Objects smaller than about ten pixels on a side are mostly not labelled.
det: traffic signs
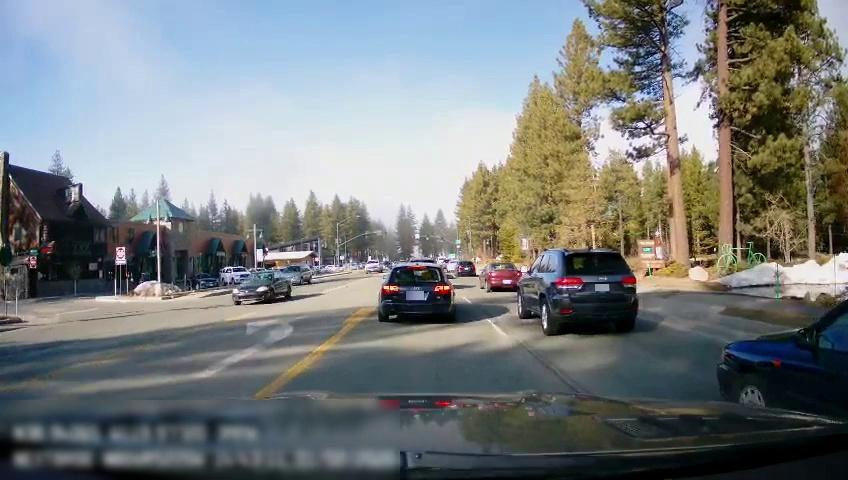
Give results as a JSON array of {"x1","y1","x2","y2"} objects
[{"x1": 115, "y1": 246, "x2": 128, "y2": 265}]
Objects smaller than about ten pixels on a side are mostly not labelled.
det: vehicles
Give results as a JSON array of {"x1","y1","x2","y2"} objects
[
  {"x1": 515, "y1": 250, "x2": 639, "y2": 336},
  {"x1": 716, "y1": 303, "x2": 847, "y2": 422},
  {"x1": 479, "y1": 261, "x2": 523, "y2": 293},
  {"x1": 188, "y1": 271, "x2": 221, "y2": 290},
  {"x1": 232, "y1": 270, "x2": 292, "y2": 306},
  {"x1": 219, "y1": 265, "x2": 254, "y2": 287},
  {"x1": 377, "y1": 264, "x2": 453, "y2": 323},
  {"x1": 365, "y1": 261, "x2": 383, "y2": 273},
  {"x1": 454, "y1": 260, "x2": 477, "y2": 278},
  {"x1": 283, "y1": 266, "x2": 312, "y2": 285},
  {"x1": 406, "y1": 256, "x2": 437, "y2": 267}
]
